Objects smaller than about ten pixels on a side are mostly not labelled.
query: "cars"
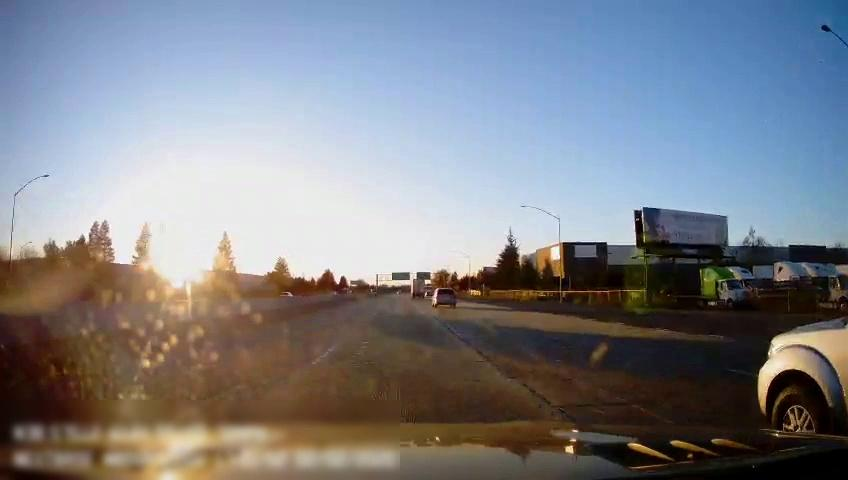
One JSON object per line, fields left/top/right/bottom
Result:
{"left": 278, "top": 292, "right": 293, "bottom": 297}
{"left": 431, "top": 288, "right": 456, "bottom": 308}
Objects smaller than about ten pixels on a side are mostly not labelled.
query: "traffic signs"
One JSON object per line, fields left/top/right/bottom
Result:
{"left": 416, "top": 272, "right": 432, "bottom": 280}
{"left": 392, "top": 272, "right": 411, "bottom": 280}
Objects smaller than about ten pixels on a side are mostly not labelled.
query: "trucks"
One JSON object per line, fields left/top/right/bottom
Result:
{"left": 757, "top": 315, "right": 848, "bottom": 436}
{"left": 412, "top": 279, "right": 425, "bottom": 299}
